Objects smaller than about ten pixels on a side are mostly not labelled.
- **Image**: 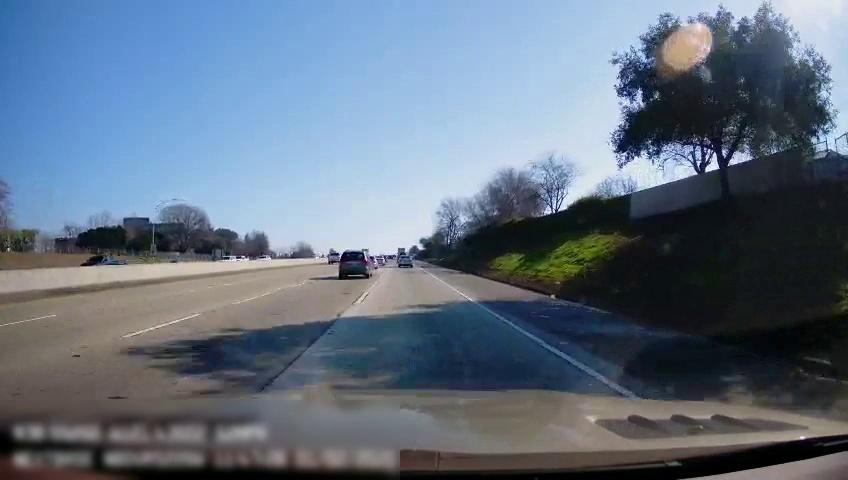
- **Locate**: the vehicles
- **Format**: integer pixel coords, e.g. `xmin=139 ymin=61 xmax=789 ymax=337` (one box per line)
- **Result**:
xmin=339 ymin=251 xmax=371 ymax=280
xmin=326 ymin=251 xmax=341 ymax=265
xmin=397 ymin=255 xmax=413 ymax=268
xmin=79 ymin=248 xmax=129 ymax=267
xmin=221 ymin=255 xmax=236 ymax=262
xmin=235 ymin=255 xmax=249 ymax=262
xmin=255 ymin=255 xmax=272 ymax=261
